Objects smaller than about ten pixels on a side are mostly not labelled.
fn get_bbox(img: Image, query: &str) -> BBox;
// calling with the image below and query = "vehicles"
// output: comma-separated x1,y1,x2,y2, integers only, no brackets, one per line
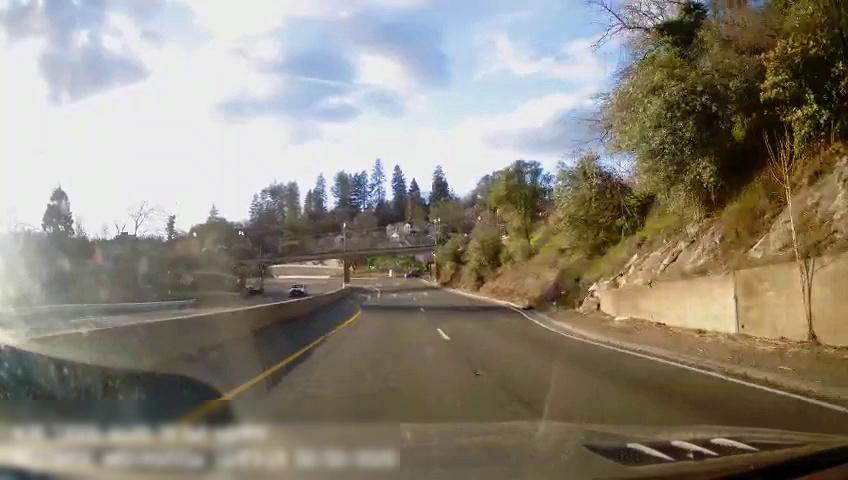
289,284,308,296
403,269,420,279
